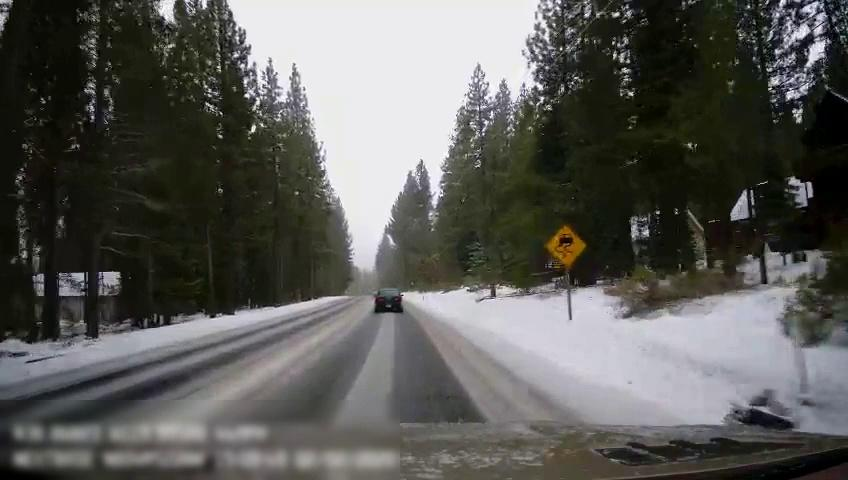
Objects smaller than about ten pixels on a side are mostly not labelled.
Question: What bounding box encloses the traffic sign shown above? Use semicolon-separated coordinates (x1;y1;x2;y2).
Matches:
544;224;587;268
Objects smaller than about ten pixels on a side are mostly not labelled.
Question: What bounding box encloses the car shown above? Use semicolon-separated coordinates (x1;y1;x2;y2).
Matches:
373;288;404;313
